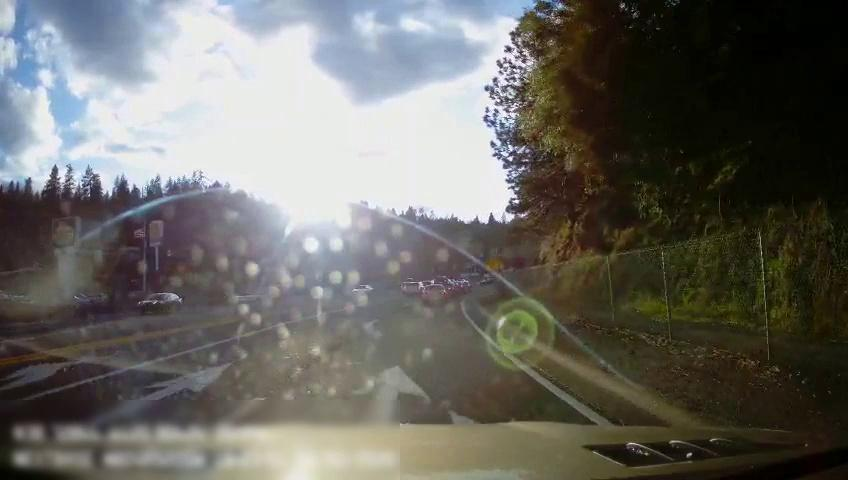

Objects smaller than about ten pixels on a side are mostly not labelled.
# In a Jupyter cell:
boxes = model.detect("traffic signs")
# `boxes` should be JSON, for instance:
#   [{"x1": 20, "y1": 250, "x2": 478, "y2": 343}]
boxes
[{"x1": 487, "y1": 256, "x2": 504, "y2": 272}]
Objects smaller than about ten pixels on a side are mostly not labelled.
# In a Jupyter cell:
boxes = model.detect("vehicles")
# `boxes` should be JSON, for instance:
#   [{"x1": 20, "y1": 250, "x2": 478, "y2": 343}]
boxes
[
  {"x1": 351, "y1": 284, "x2": 374, "y2": 293},
  {"x1": 423, "y1": 279, "x2": 434, "y2": 287},
  {"x1": 402, "y1": 282, "x2": 423, "y2": 293},
  {"x1": 138, "y1": 292, "x2": 183, "y2": 314},
  {"x1": 433, "y1": 275, "x2": 459, "y2": 299},
  {"x1": 422, "y1": 283, "x2": 446, "y2": 301}
]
